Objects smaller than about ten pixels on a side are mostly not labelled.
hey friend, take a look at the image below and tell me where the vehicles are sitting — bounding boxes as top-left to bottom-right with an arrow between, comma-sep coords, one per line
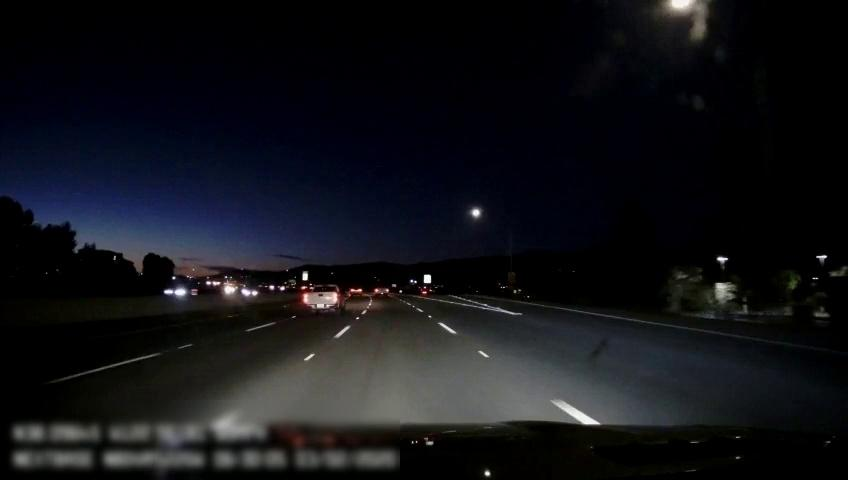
222,284 -> 239,297
374,286 -> 390,296
164,283 -> 197,298
300,284 -> 347,321
241,286 -> 262,299
349,287 -> 364,300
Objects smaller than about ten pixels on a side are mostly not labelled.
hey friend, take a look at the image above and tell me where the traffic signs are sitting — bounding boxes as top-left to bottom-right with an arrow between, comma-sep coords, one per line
423,274 -> 432,285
